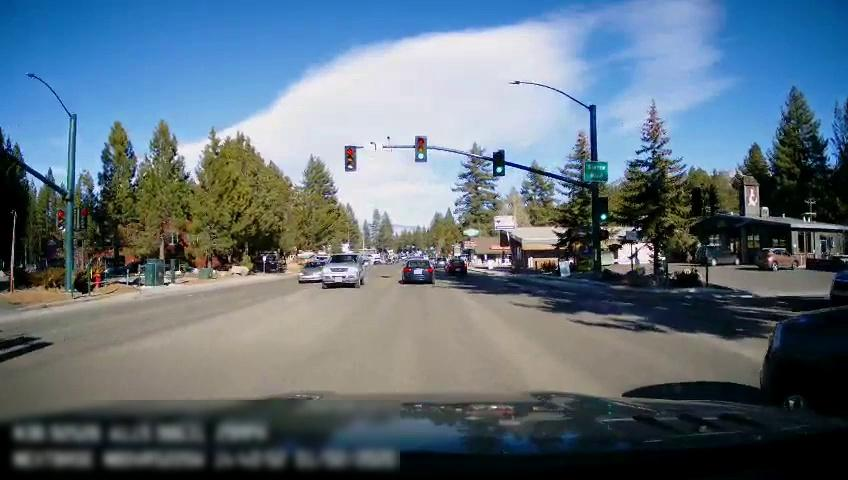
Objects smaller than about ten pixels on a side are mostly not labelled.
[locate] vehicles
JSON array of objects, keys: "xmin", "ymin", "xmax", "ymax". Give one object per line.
[
  {"xmin": 694, "ymin": 244, "xmax": 742, "ymax": 266},
  {"xmin": 760, "ymin": 248, "xmax": 802, "ymax": 272},
  {"xmin": 298, "ymin": 260, "xmax": 326, "ymax": 283},
  {"xmin": 402, "ymin": 259, "xmax": 434, "ymax": 285},
  {"xmin": 829, "ymin": 268, "xmax": 848, "ymax": 301},
  {"xmin": 320, "ymin": 254, "xmax": 367, "ymax": 290},
  {"xmin": 437, "ymin": 256, "xmax": 449, "ymax": 267},
  {"xmin": 447, "ymin": 259, "xmax": 469, "ymax": 277},
  {"xmin": 758, "ymin": 304, "xmax": 848, "ymax": 417}
]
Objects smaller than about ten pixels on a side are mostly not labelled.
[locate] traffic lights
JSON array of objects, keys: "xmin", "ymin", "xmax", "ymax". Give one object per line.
[
  {"xmin": 413, "ymin": 136, "xmax": 428, "ymax": 163},
  {"xmin": 342, "ymin": 144, "xmax": 357, "ymax": 172},
  {"xmin": 491, "ymin": 151, "xmax": 506, "ymax": 176},
  {"xmin": 79, "ymin": 208, "xmax": 89, "ymax": 233},
  {"xmin": 55, "ymin": 207, "xmax": 66, "ymax": 234},
  {"xmin": 596, "ymin": 198, "xmax": 609, "ymax": 240}
]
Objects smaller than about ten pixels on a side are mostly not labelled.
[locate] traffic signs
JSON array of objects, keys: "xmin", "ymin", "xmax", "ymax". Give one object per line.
[
  {"xmin": 584, "ymin": 158, "xmax": 608, "ymax": 185},
  {"xmin": 369, "ymin": 134, "xmax": 392, "ymax": 153}
]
